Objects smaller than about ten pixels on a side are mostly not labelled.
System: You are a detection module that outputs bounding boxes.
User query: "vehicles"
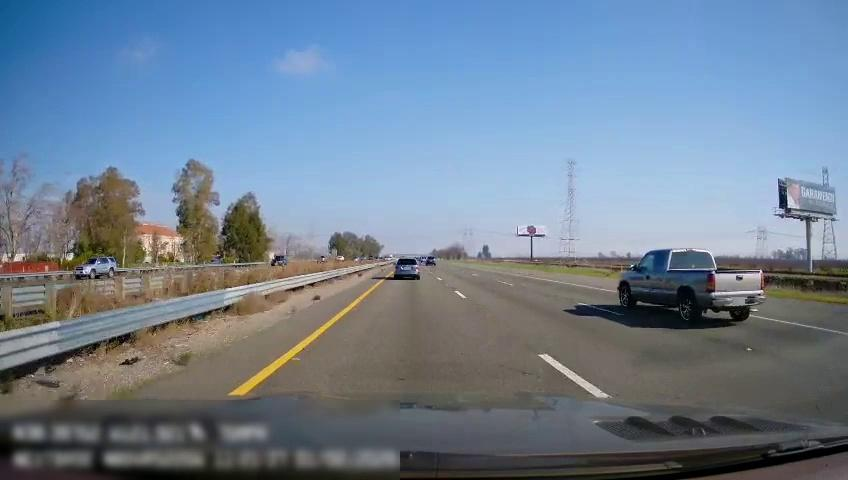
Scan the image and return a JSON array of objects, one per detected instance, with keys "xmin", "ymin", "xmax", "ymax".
[
  {"xmin": 425, "ymin": 255, "xmax": 437, "ymax": 266},
  {"xmin": 393, "ymin": 258, "xmax": 420, "ymax": 280},
  {"xmin": 206, "ymin": 258, "xmax": 222, "ymax": 265},
  {"xmin": 270, "ymin": 254, "xmax": 290, "ymax": 268},
  {"xmin": 316, "ymin": 255, "xmax": 329, "ymax": 265},
  {"xmin": 71, "ymin": 256, "xmax": 118, "ymax": 281},
  {"xmin": 616, "ymin": 247, "xmax": 766, "ymax": 324}
]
